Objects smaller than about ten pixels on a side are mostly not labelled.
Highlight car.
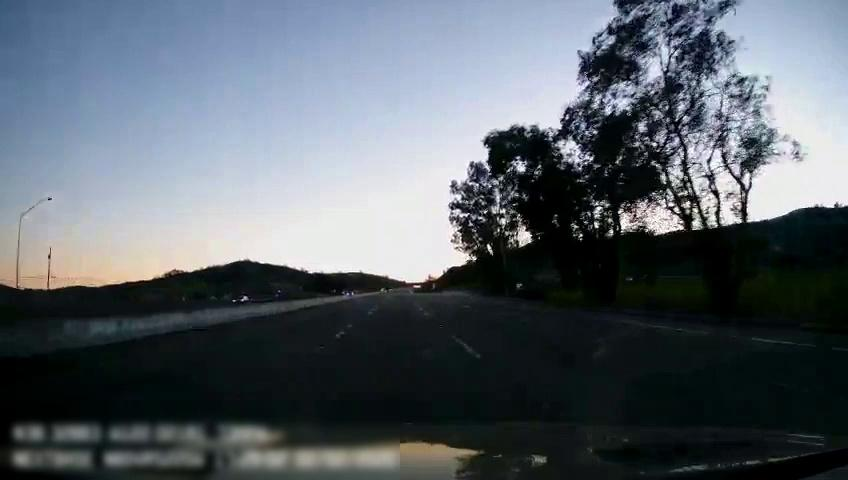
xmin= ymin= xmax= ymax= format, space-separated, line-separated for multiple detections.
xmin=232 ymin=295 xmax=254 ymax=306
